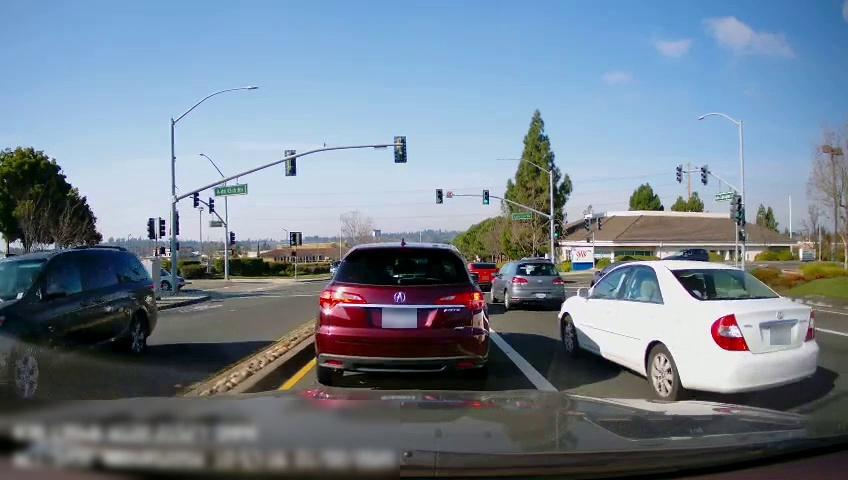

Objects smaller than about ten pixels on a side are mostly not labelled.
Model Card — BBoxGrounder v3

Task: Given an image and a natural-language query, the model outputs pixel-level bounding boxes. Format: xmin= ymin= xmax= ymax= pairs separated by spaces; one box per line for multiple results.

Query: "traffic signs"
xmin=212 ymin=182 xmax=250 ymax=197
xmin=513 ymin=210 xmax=534 ymax=220
xmin=715 ymin=191 xmax=737 ymax=201
xmin=208 ymin=220 xmax=223 ymax=228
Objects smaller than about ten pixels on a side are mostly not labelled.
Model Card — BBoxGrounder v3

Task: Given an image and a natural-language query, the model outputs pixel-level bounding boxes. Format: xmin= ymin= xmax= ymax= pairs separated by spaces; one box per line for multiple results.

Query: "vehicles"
xmin=490 ymin=259 xmax=568 ymax=310
xmin=0 ymin=245 xmax=159 ymax=405
xmin=662 ymin=245 xmax=708 ymax=261
xmin=557 ymin=262 xmax=819 ymax=403
xmin=312 ymin=240 xmax=491 ymax=387
xmin=588 ymin=259 xmax=633 ymax=289
xmin=467 ymin=261 xmax=497 ymax=286
xmin=156 ymin=266 xmax=185 ymax=292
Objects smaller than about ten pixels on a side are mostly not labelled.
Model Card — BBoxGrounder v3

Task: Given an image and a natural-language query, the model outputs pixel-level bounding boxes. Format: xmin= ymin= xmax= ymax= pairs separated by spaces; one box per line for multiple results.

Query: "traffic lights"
xmin=598 ymin=215 xmax=605 ymax=232
xmin=226 ymin=232 xmax=234 ymax=246
xmin=193 ymin=193 xmax=200 ymax=208
xmin=584 ymin=216 xmax=593 ymax=232
xmin=433 ymin=185 xmax=443 ymax=202
xmin=212 ymin=197 xmax=215 ymax=214
xmin=701 ymin=166 xmax=709 ymax=184
xmin=287 ymin=232 xmax=294 ymax=246
xmin=147 ymin=217 xmax=157 ymax=239
xmin=483 ymin=187 xmax=492 ymax=206
xmin=674 ymin=165 xmax=682 ymax=183
xmin=295 ymin=233 xmax=301 ymax=246
xmin=159 ymin=218 xmax=168 ymax=239
xmin=392 ymin=134 xmax=407 ymax=163
xmin=281 ymin=149 xmax=297 ymax=176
